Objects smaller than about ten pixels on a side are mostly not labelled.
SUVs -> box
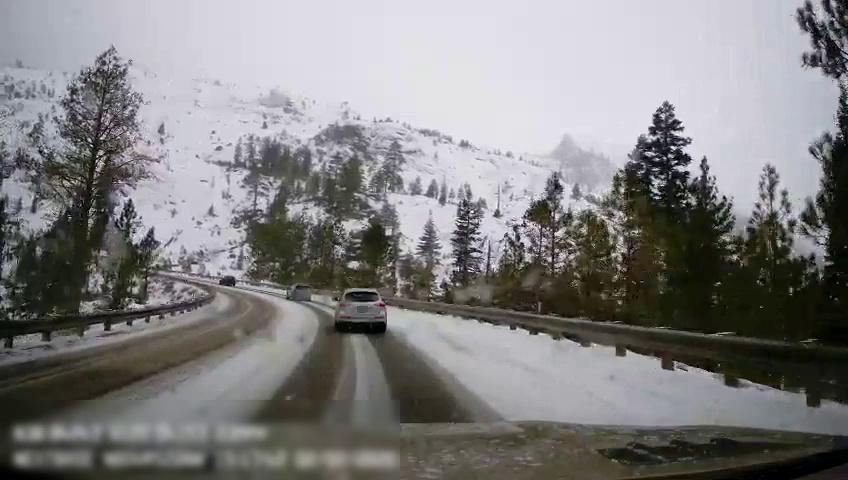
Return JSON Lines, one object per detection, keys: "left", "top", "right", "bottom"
{"left": 332, "top": 287, "right": 388, "bottom": 334}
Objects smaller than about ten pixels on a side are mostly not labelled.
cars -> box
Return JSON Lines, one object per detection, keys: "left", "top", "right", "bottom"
{"left": 286, "top": 283, "right": 311, "bottom": 301}
{"left": 219, "top": 275, "right": 236, "bottom": 287}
